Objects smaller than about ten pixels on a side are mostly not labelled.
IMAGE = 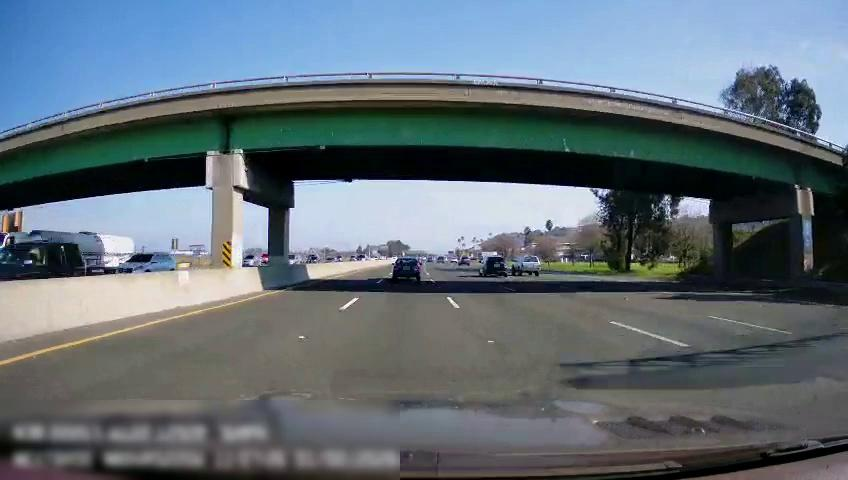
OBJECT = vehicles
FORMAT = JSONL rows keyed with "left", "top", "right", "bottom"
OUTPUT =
{"left": 0, "top": 239, "right": 88, "bottom": 282}
{"left": 458, "top": 256, "right": 470, "bottom": 266}
{"left": 115, "top": 251, "right": 177, "bottom": 275}
{"left": 511, "top": 254, "right": 542, "bottom": 277}
{"left": 288, "top": 253, "right": 305, "bottom": 264}
{"left": 481, "top": 251, "right": 498, "bottom": 258}
{"left": 391, "top": 257, "right": 422, "bottom": 285}
{"left": 241, "top": 254, "right": 264, "bottom": 268}
{"left": 479, "top": 255, "right": 508, "bottom": 278}
{"left": 0, "top": 229, "right": 136, "bottom": 278}
{"left": 306, "top": 253, "right": 321, "bottom": 264}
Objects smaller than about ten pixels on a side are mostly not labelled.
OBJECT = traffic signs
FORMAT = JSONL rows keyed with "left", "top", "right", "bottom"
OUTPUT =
{"left": 222, "top": 239, "right": 232, "bottom": 270}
